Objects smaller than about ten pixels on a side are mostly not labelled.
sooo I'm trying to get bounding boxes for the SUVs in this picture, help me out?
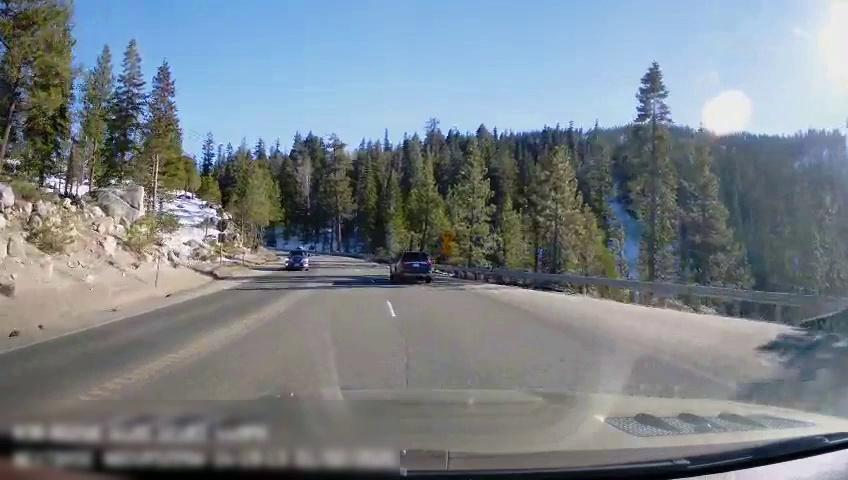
[285,246,311,272]
[388,250,432,283]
